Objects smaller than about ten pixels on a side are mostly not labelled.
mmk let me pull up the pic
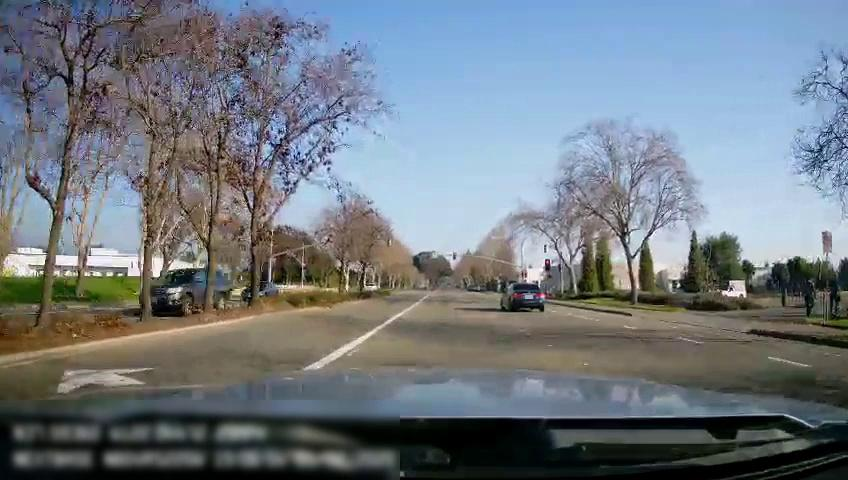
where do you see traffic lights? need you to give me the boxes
[544,258,551,272]
[386,237,392,248]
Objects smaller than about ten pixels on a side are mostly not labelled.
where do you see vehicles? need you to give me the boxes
[239,281,281,305]
[363,282,380,292]
[499,282,546,312]
[138,267,234,318]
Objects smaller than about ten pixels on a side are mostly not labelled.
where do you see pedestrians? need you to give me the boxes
[828,279,841,314]
[803,279,817,317]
